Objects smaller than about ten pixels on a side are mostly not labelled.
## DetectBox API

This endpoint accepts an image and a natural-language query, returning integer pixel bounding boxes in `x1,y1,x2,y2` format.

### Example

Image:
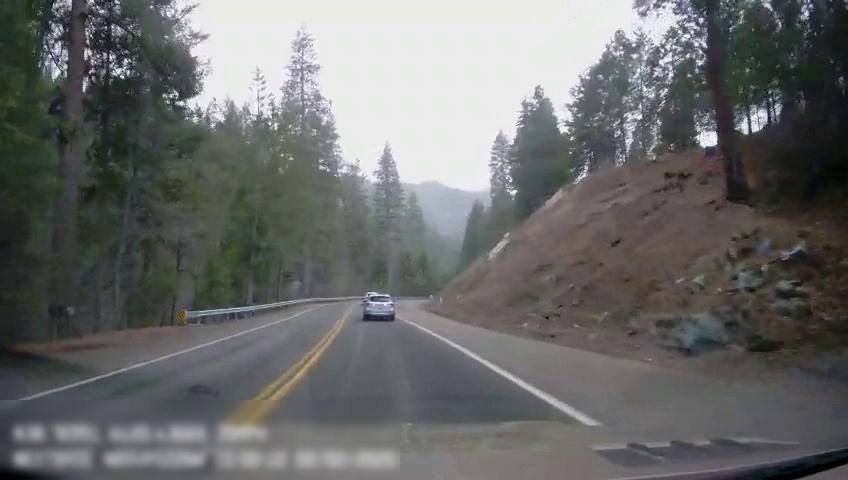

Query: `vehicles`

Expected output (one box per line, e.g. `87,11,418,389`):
363,292,379,304
363,294,395,321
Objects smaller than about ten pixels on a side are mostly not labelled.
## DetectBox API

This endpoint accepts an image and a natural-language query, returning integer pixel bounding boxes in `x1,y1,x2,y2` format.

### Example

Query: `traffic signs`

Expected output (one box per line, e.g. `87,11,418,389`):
176,310,185,321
